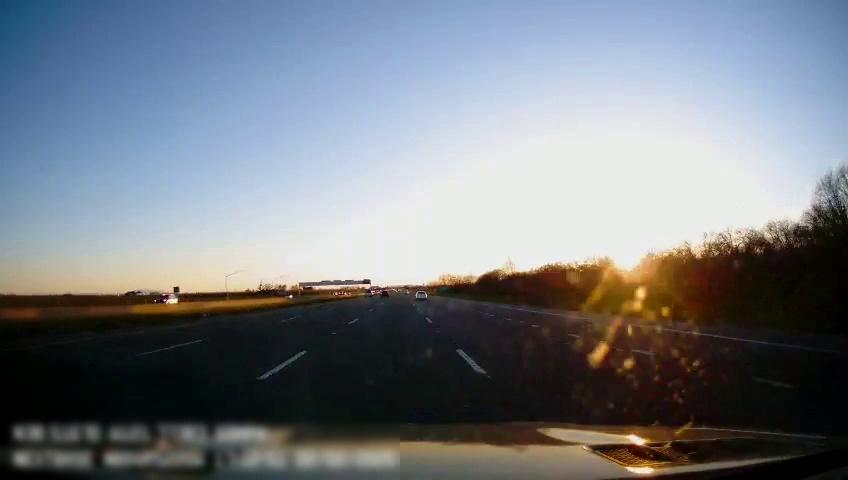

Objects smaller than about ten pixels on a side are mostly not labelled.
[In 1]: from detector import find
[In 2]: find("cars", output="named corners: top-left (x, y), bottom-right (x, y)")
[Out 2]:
top-left (153, 294), bottom-right (178, 305)
top-left (415, 290), bottom-right (428, 301)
